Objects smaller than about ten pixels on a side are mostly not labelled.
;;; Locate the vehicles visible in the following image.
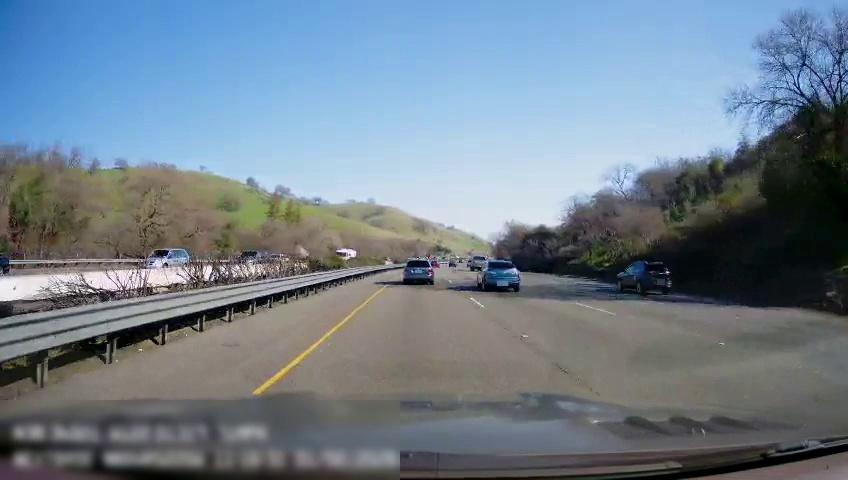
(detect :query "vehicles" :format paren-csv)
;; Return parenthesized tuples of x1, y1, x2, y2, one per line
(235, 250, 263, 264)
(476, 260, 520, 293)
(336, 249, 357, 260)
(616, 260, 673, 297)
(403, 260, 434, 286)
(142, 248, 190, 269)
(267, 254, 290, 264)
(469, 256, 487, 272)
